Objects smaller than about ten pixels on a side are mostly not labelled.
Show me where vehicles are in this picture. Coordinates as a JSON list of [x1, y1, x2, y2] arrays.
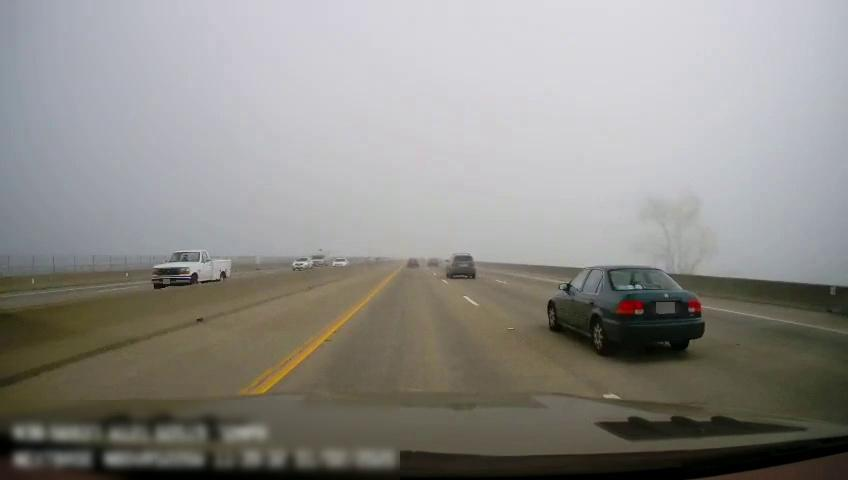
[[332, 257, 351, 268], [545, 263, 707, 355], [309, 248, 337, 267], [150, 248, 232, 291], [291, 256, 315, 271], [426, 258, 440, 268], [406, 257, 420, 269], [444, 252, 477, 279]]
